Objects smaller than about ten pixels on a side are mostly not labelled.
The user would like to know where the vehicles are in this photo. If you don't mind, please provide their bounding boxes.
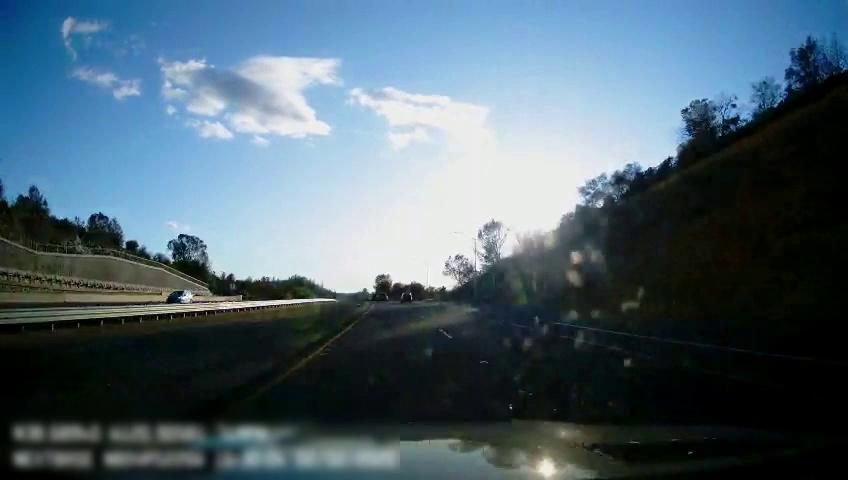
[166,290,194,304]
[376,293,387,302]
[400,293,413,303]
